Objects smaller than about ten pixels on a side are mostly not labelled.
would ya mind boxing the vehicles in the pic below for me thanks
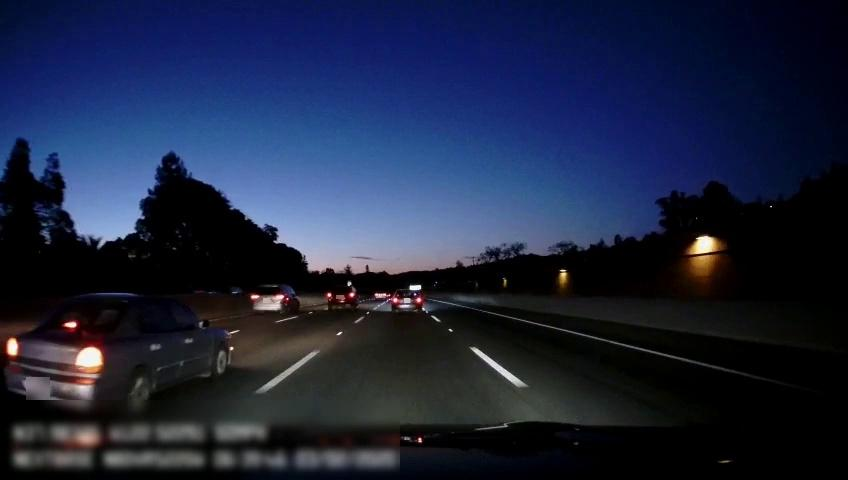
[4,293,232,418]
[374,290,388,300]
[327,285,360,313]
[391,289,422,313]
[220,286,244,296]
[252,284,300,316]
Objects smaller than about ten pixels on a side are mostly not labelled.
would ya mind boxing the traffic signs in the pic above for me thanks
[409,284,422,291]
